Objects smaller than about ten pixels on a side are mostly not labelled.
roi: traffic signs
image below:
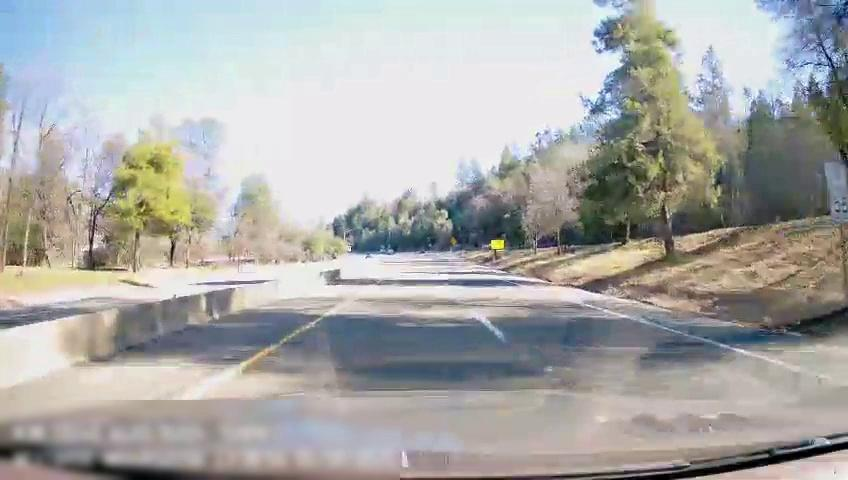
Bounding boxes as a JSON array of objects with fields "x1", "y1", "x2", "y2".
[
  {"x1": 490, "y1": 238, "x2": 505, "y2": 250},
  {"x1": 823, "y1": 160, "x2": 848, "y2": 227}
]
